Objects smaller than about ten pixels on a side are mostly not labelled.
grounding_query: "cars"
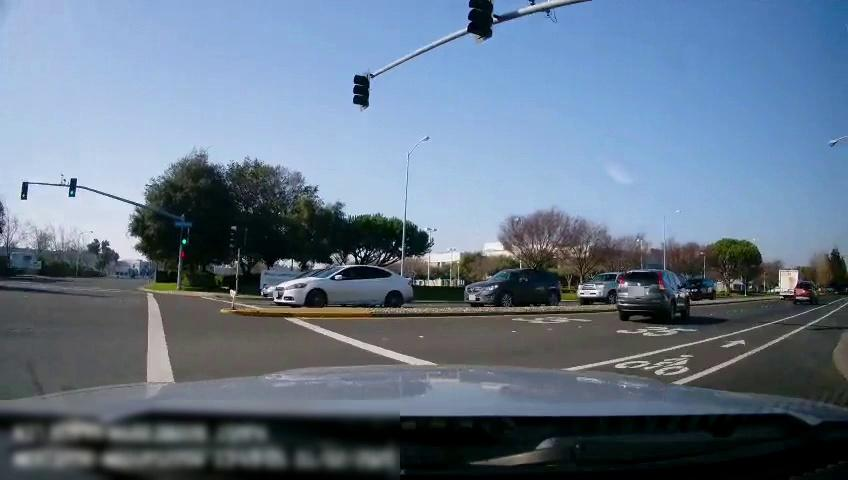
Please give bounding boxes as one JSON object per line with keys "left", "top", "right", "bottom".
{"left": 261, "top": 271, "right": 324, "bottom": 300}
{"left": 273, "top": 264, "right": 413, "bottom": 310}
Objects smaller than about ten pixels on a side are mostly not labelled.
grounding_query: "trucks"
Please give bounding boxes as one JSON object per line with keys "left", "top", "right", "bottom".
{"left": 577, "top": 272, "right": 624, "bottom": 307}
{"left": 779, "top": 269, "right": 810, "bottom": 300}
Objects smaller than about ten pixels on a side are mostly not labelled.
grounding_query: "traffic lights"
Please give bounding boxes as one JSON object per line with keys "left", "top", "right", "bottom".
{"left": 180, "top": 237, "right": 189, "bottom": 257}
{"left": 352, "top": 73, "right": 371, "bottom": 108}
{"left": 21, "top": 181, "right": 29, "bottom": 201}
{"left": 467, "top": 0, "right": 494, "bottom": 41}
{"left": 68, "top": 177, "right": 78, "bottom": 198}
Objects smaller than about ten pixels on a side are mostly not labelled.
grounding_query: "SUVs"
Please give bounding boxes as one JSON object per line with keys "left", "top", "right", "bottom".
{"left": 615, "top": 269, "right": 690, "bottom": 323}
{"left": 463, "top": 269, "right": 562, "bottom": 309}
{"left": 682, "top": 279, "right": 717, "bottom": 302}
{"left": 793, "top": 280, "right": 825, "bottom": 304}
